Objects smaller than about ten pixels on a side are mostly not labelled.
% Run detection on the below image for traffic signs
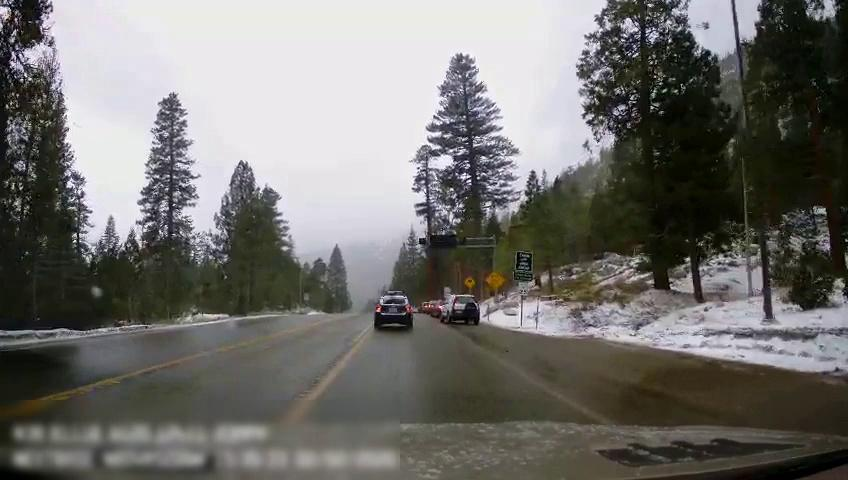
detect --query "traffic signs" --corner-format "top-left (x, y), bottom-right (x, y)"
top-left (513, 249), bottom-right (534, 273)
top-left (513, 272), bottom-right (534, 282)
top-left (485, 271), bottom-right (506, 289)
top-left (518, 281), bottom-right (529, 298)
top-left (463, 276), bottom-right (477, 289)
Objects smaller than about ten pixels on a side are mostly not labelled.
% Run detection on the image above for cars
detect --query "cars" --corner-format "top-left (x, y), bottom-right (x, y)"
top-left (430, 301), bottom-right (448, 319)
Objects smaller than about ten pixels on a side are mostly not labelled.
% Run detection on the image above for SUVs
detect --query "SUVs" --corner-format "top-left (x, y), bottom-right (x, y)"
top-left (439, 294), bottom-right (480, 326)
top-left (374, 289), bottom-right (414, 330)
